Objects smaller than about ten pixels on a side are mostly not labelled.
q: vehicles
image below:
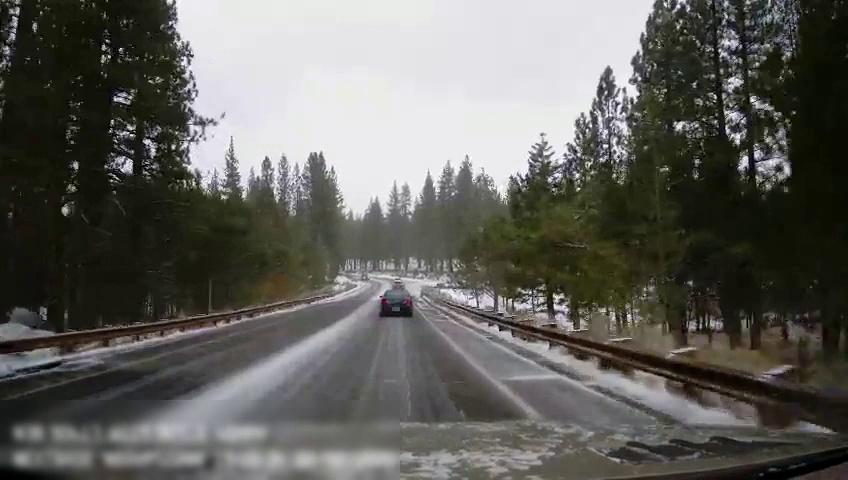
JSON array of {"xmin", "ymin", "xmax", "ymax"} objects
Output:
[
  {"xmin": 391, "ymin": 279, "xmax": 405, "ymax": 291},
  {"xmin": 379, "ymin": 287, "xmax": 413, "ymax": 316}
]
